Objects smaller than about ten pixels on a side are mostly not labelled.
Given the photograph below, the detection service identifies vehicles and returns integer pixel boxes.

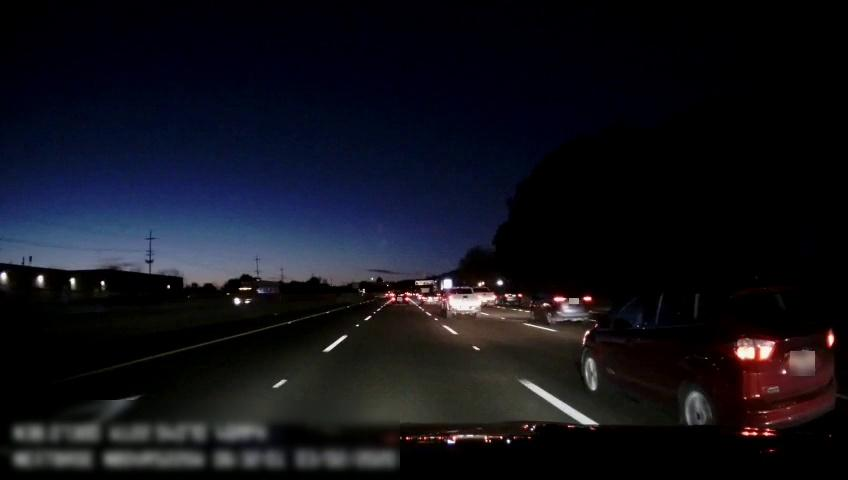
[576,273,843,434]
[528,297,590,326]
[496,287,523,307]
[232,283,278,309]
[391,292,411,304]
[473,286,497,305]
[420,290,442,305]
[439,286,480,320]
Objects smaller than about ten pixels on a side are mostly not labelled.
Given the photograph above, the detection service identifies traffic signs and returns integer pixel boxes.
[425,279,436,285]
[415,279,426,285]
